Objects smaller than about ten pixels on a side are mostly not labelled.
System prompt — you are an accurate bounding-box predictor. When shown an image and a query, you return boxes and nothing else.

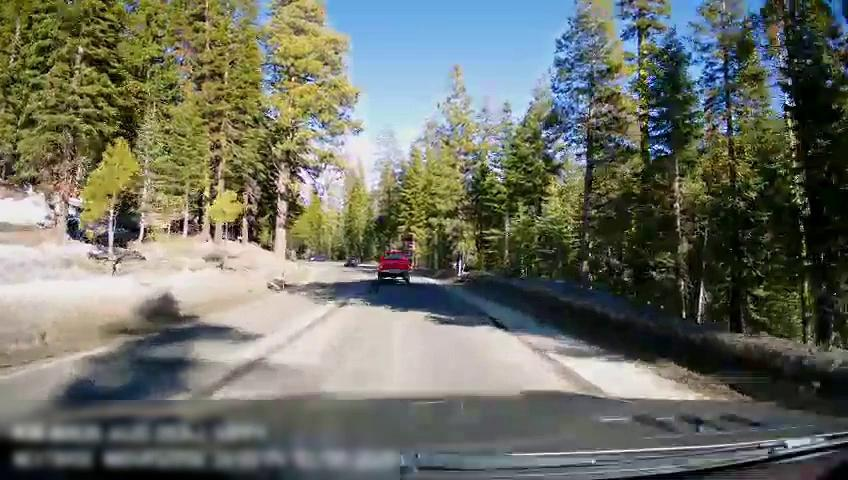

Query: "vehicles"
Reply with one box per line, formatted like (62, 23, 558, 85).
(343, 256, 358, 267)
(376, 248, 412, 283)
